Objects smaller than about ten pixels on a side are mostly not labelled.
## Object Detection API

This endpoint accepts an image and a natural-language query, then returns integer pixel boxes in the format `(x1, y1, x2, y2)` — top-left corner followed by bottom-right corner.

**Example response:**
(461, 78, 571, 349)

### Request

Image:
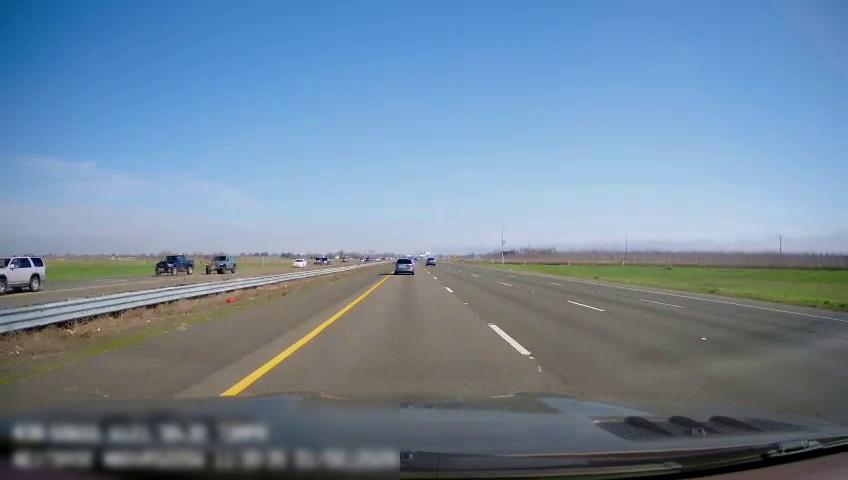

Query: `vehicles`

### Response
(154, 255, 196, 277)
(426, 257, 437, 266)
(394, 257, 415, 275)
(292, 258, 307, 269)
(206, 256, 238, 275)
(319, 257, 333, 265)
